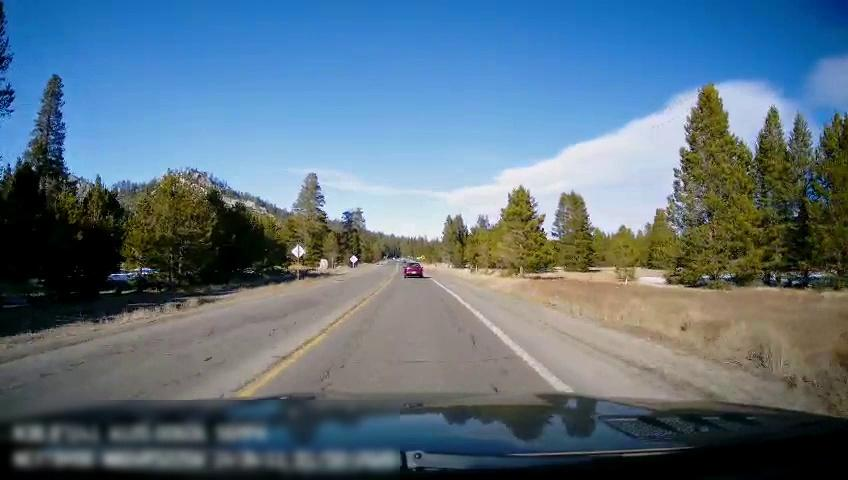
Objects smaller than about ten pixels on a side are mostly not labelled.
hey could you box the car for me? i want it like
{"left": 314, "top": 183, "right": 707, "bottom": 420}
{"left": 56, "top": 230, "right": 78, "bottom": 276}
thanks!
{"left": 402, "top": 261, "right": 423, "bottom": 279}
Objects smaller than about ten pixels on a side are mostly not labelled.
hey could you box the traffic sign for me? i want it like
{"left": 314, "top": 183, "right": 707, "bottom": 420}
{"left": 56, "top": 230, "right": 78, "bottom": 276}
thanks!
{"left": 291, "top": 243, "right": 306, "bottom": 259}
